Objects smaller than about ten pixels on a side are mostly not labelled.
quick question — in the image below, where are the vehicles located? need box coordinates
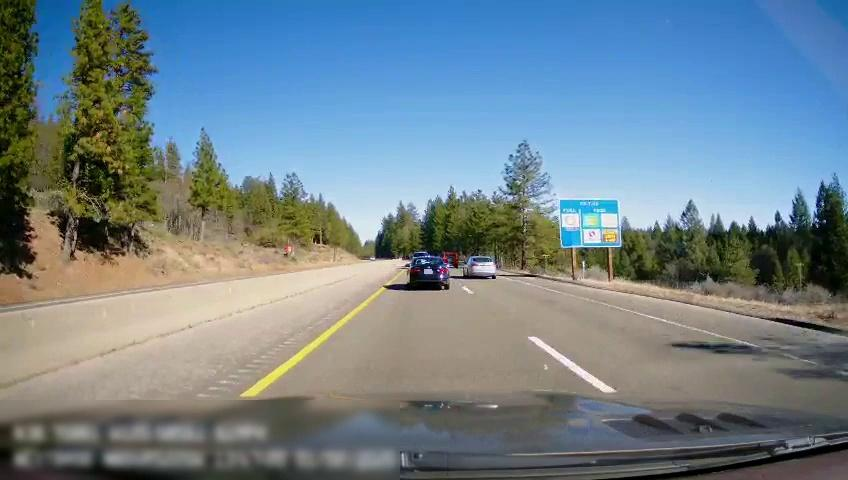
[409,252,431,262]
[404,256,449,290]
[442,254,459,268]
[463,255,497,279]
